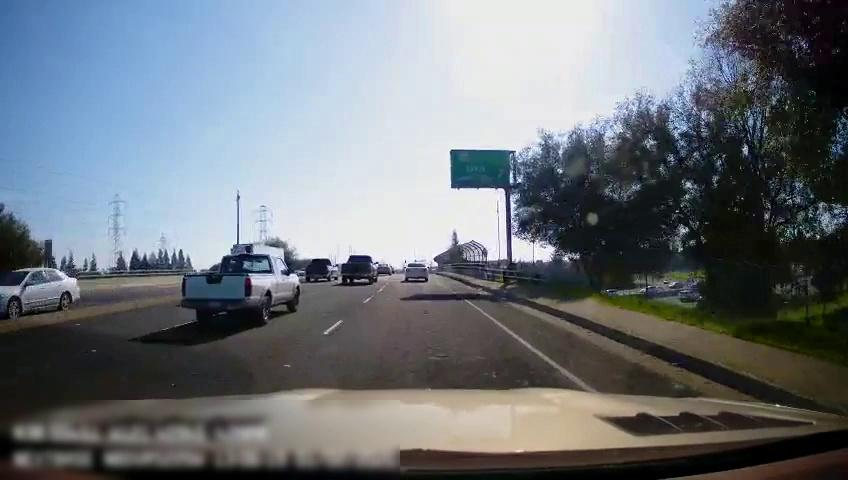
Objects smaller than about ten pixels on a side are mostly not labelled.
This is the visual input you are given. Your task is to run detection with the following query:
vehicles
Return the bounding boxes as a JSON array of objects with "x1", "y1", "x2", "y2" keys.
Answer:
[
  {"x1": 378, "y1": 263, "x2": 393, "y2": 275},
  {"x1": 180, "y1": 252, "x2": 302, "y2": 324},
  {"x1": 229, "y1": 243, "x2": 285, "y2": 259},
  {"x1": 340, "y1": 254, "x2": 378, "y2": 285},
  {"x1": 303, "y1": 257, "x2": 340, "y2": 281},
  {"x1": 0, "y1": 267, "x2": 81, "y2": 321},
  {"x1": 403, "y1": 261, "x2": 431, "y2": 282}
]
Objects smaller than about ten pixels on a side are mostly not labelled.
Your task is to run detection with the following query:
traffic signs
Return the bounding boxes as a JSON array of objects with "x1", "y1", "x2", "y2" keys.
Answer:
[{"x1": 449, "y1": 148, "x2": 511, "y2": 189}]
